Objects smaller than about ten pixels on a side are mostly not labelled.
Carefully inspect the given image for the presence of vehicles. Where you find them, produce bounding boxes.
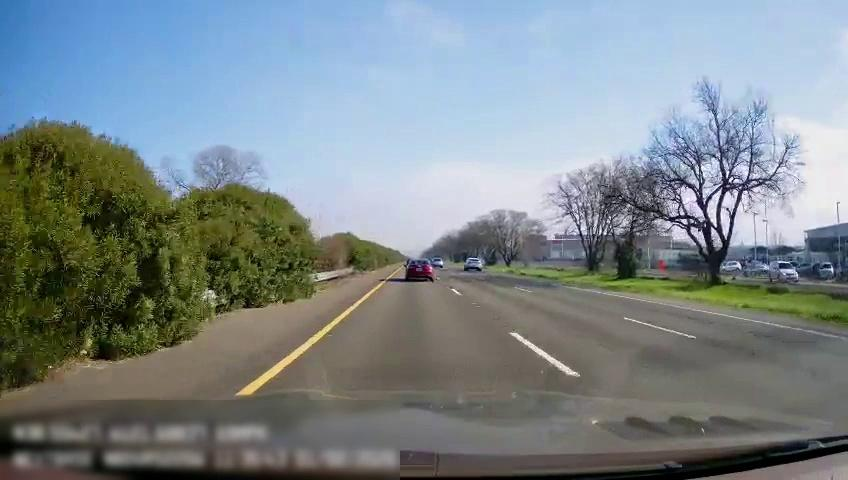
[403,256,436,282]
[431,258,443,268]
[463,256,483,272]
[767,262,800,284]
